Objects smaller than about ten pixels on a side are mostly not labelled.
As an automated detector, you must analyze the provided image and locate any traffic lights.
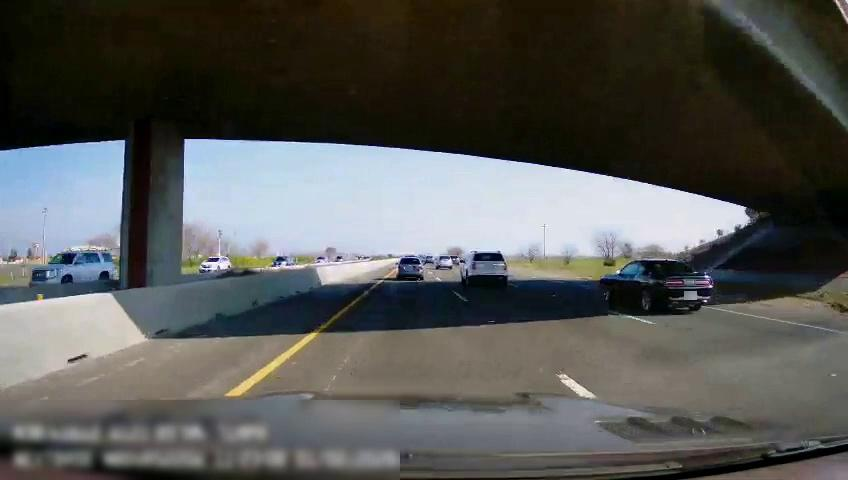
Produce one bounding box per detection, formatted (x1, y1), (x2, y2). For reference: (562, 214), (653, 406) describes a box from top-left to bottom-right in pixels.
(216, 229), (224, 240)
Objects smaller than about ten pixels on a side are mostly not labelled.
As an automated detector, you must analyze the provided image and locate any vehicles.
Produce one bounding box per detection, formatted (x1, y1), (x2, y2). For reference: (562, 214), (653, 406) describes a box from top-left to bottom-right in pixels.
(396, 257), (424, 281)
(30, 251), (115, 286)
(435, 255), (454, 270)
(199, 256), (232, 273)
(272, 256), (295, 268)
(598, 259), (715, 313)
(450, 255), (461, 266)
(313, 255), (329, 265)
(459, 251), (508, 288)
